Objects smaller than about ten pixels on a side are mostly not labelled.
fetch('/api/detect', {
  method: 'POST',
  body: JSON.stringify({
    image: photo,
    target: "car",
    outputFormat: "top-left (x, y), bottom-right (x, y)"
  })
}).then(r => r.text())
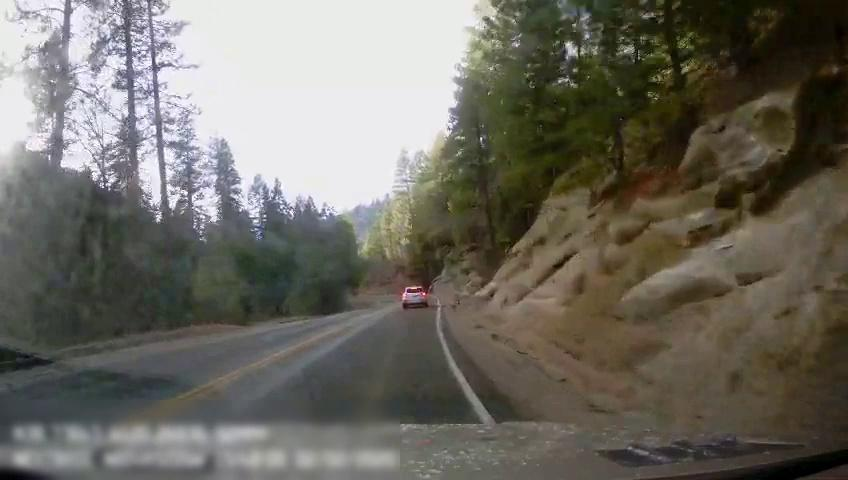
top-left (401, 285), bottom-right (428, 309)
